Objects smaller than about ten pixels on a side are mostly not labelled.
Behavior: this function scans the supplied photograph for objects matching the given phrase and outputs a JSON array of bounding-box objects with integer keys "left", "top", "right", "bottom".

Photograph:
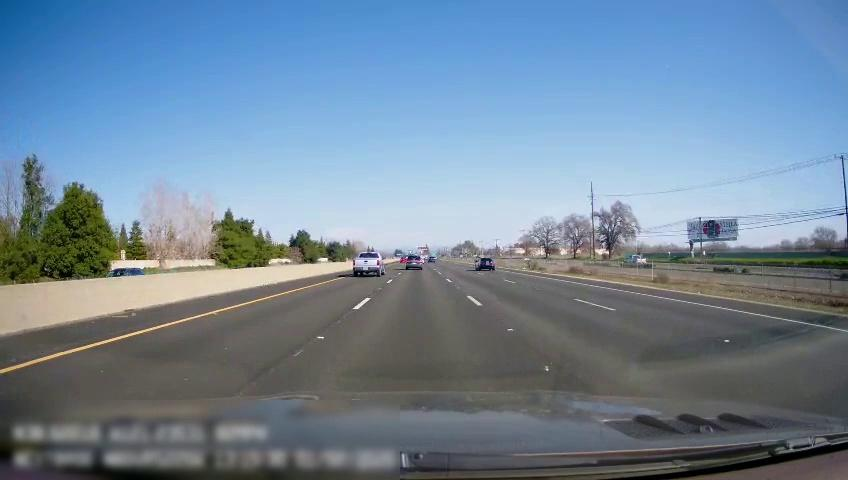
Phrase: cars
[{"left": 475, "top": 257, "right": 495, "bottom": 271}]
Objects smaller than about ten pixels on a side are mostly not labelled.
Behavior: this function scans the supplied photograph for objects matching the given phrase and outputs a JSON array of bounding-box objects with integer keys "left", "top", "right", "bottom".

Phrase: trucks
[
  {"left": 624, "top": 254, "right": 647, "bottom": 267},
  {"left": 352, "top": 250, "right": 385, "bottom": 278}
]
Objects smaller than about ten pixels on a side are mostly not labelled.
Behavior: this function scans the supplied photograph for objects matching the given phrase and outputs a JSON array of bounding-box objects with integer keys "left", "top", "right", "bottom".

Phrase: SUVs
[
  {"left": 405, "top": 255, "right": 424, "bottom": 271},
  {"left": 111, "top": 267, "right": 146, "bottom": 277}
]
